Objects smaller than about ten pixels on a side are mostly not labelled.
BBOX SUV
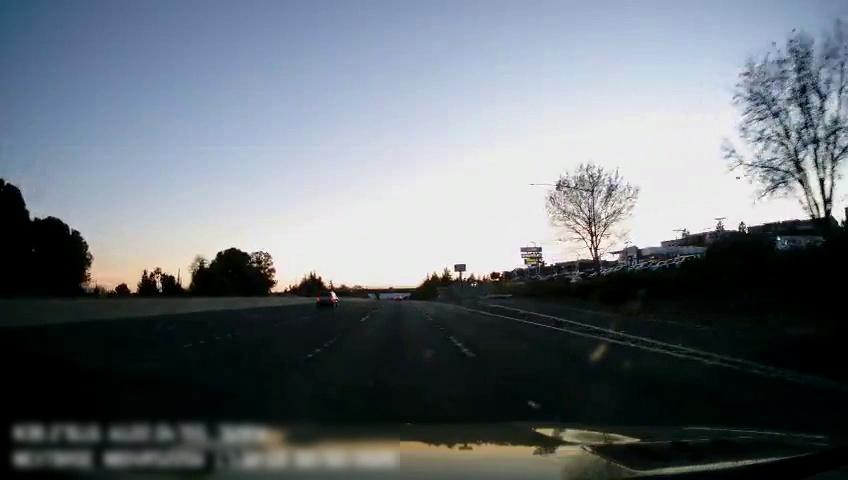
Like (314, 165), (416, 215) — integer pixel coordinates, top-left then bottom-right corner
(317, 291), (339, 308)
